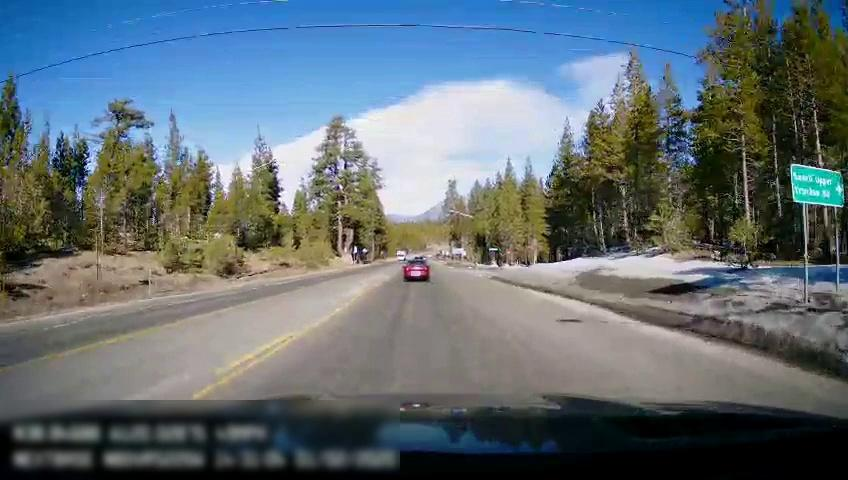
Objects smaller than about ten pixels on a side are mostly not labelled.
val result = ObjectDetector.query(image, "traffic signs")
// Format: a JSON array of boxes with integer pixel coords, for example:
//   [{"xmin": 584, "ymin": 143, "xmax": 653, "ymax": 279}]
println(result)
[
  {"xmin": 790, "ymin": 164, "xmax": 845, "ymax": 208},
  {"xmin": 452, "ymin": 248, "xmax": 464, "ymax": 256}
]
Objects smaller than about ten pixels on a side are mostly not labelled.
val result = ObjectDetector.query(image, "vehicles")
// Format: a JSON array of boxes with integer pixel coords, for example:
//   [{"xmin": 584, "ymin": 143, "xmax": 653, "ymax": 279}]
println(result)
[
  {"xmin": 413, "ymin": 255, "xmax": 427, "ymax": 261},
  {"xmin": 402, "ymin": 260, "xmax": 431, "ymax": 281},
  {"xmin": 397, "ymin": 252, "xmax": 407, "ymax": 261}
]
